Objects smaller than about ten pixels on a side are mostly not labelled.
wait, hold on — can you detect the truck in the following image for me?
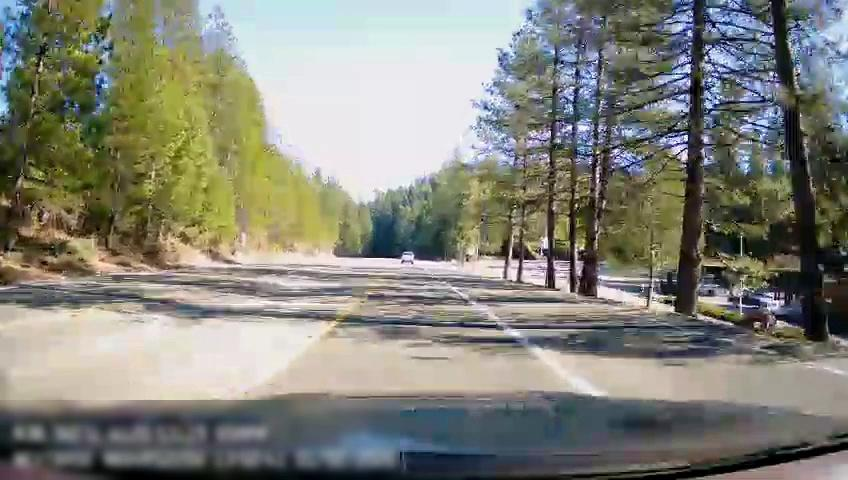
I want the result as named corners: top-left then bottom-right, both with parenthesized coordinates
top-left (401, 251), bottom-right (415, 265)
